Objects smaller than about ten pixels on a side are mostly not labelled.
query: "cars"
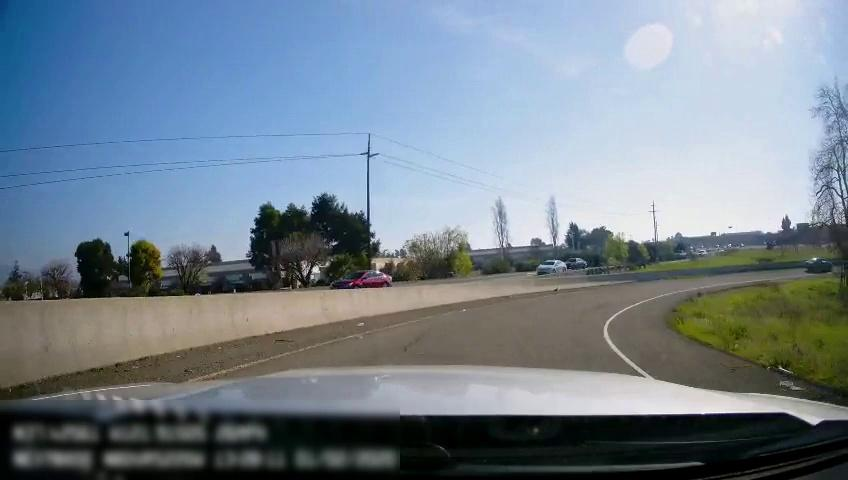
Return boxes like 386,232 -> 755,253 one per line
806,258 -> 833,274
331,270 -> 393,289
566,257 -> 588,271
536,260 -> 567,275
